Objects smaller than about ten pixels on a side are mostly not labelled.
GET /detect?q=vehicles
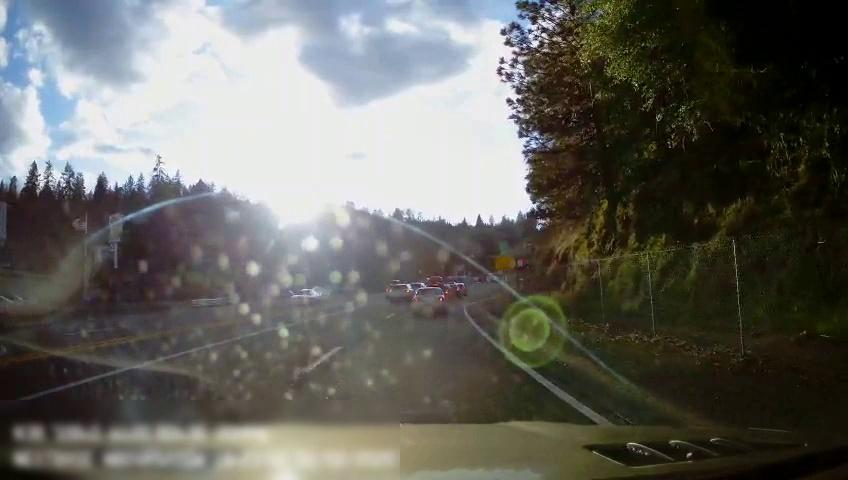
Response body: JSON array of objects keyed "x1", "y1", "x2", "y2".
[
  {"x1": 388, "y1": 283, "x2": 414, "y2": 301},
  {"x1": 413, "y1": 282, "x2": 424, "y2": 290},
  {"x1": 412, "y1": 286, "x2": 446, "y2": 312},
  {"x1": 455, "y1": 282, "x2": 467, "y2": 296},
  {"x1": 428, "y1": 277, "x2": 452, "y2": 301},
  {"x1": 290, "y1": 289, "x2": 322, "y2": 299},
  {"x1": 447, "y1": 282, "x2": 463, "y2": 299}
]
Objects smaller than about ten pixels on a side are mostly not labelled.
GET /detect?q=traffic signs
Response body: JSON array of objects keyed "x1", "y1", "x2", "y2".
[
  {"x1": 498, "y1": 250, "x2": 511, "y2": 255},
  {"x1": 496, "y1": 255, "x2": 515, "y2": 271},
  {"x1": 497, "y1": 242, "x2": 510, "y2": 250}
]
